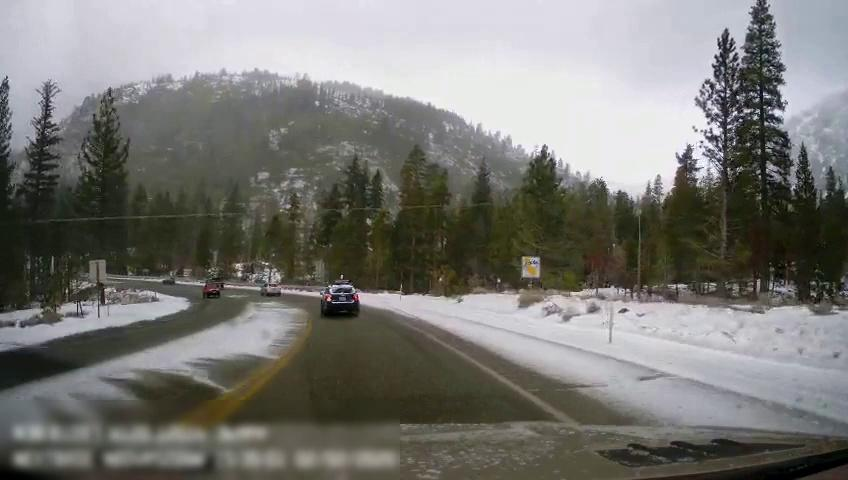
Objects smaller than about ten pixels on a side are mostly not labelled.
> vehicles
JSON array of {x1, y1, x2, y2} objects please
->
[
  {"x1": 162, "y1": 276, "x2": 176, "y2": 285},
  {"x1": 259, "y1": 281, "x2": 282, "y2": 297},
  {"x1": 319, "y1": 279, "x2": 360, "y2": 317},
  {"x1": 211, "y1": 277, "x2": 225, "y2": 289},
  {"x1": 201, "y1": 282, "x2": 221, "y2": 299}
]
